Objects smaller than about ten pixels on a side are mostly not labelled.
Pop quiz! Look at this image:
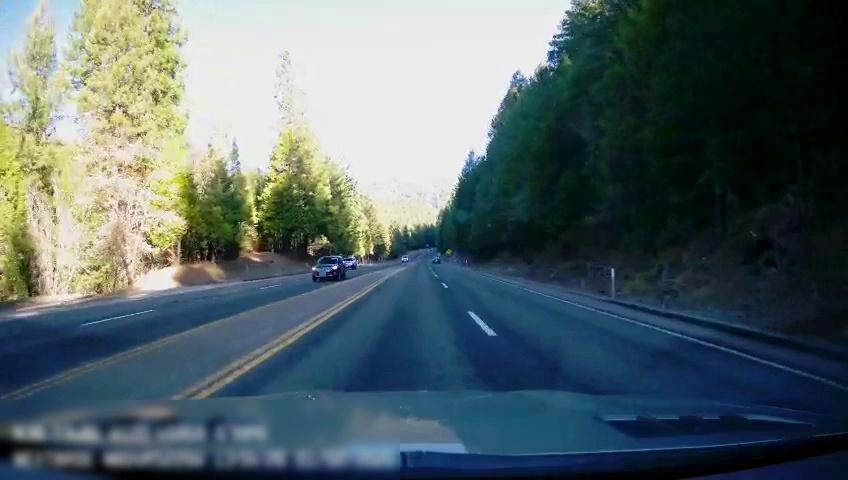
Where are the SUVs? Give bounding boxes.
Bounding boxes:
[311,256,345,282]
[340,256,357,270]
